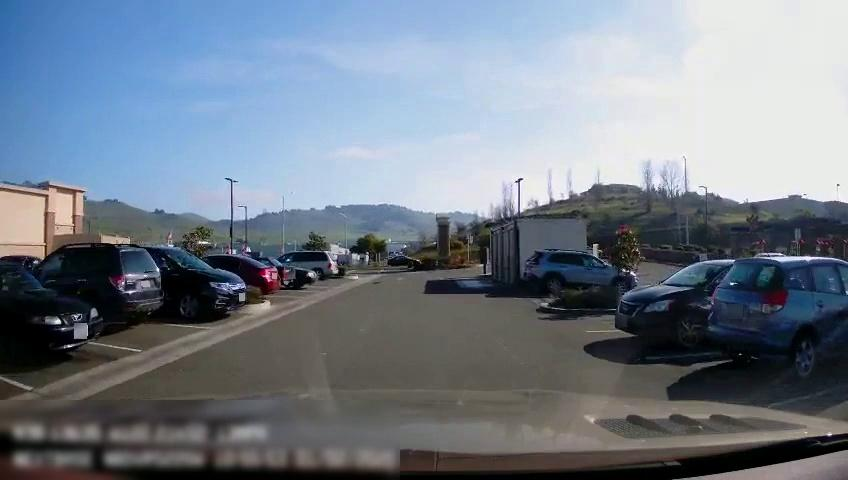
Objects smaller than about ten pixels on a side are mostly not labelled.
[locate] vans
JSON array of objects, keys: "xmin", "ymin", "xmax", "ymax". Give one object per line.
[{"xmin": 277, "ymin": 250, "xmax": 339, "ymax": 280}]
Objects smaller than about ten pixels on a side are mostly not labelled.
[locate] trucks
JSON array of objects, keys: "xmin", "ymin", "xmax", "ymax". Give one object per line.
[{"xmin": 253, "ymin": 255, "xmax": 297, "ymax": 285}]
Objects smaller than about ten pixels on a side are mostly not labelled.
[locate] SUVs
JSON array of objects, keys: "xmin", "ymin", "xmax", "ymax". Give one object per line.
[
  {"xmin": 146, "ymin": 246, "xmax": 247, "ymax": 321},
  {"xmin": 522, "ymin": 249, "xmax": 639, "ymax": 295},
  {"xmin": 32, "ymin": 241, "xmax": 163, "ymax": 324}
]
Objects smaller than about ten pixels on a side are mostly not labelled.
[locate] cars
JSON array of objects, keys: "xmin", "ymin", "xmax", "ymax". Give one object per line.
[
  {"xmin": 296, "ymin": 268, "xmax": 315, "ymax": 288},
  {"xmin": 707, "ymin": 254, "xmax": 848, "ymax": 383},
  {"xmin": 615, "ymin": 258, "xmax": 737, "ymax": 350},
  {"xmin": 387, "ymin": 255, "xmax": 421, "ymax": 267},
  {"xmin": 0, "ymin": 267, "xmax": 106, "ymax": 358},
  {"xmin": 202, "ymin": 253, "xmax": 281, "ymax": 295}
]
